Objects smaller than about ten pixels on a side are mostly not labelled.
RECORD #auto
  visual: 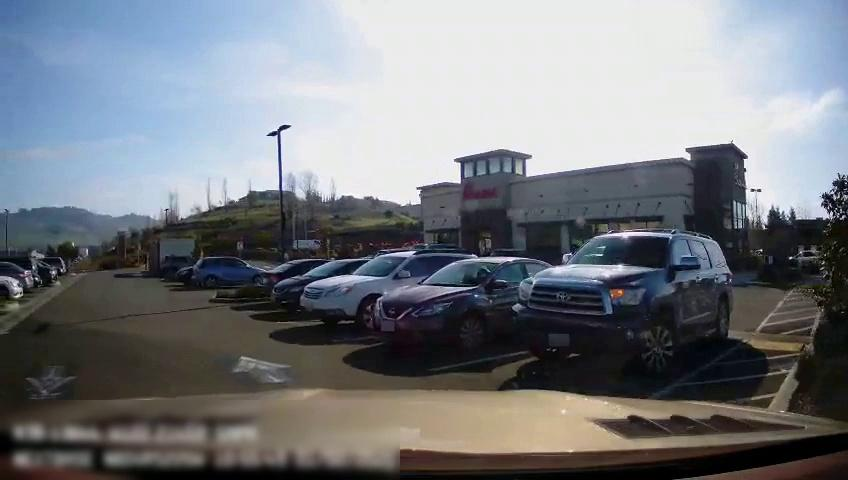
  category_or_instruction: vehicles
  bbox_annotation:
[0,262,34,290]
[42,256,67,274]
[0,275,24,300]
[37,260,58,281]
[790,248,828,265]
[369,257,548,359]
[512,231,736,377]
[9,254,38,271]
[175,265,193,283]
[298,247,481,329]
[191,255,267,289]
[272,259,368,312]
[33,273,42,289]
[253,257,331,299]
[161,255,192,272]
